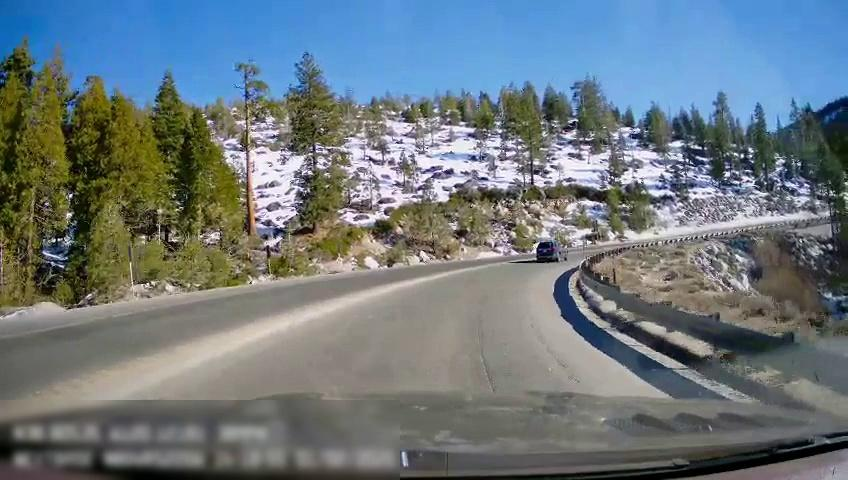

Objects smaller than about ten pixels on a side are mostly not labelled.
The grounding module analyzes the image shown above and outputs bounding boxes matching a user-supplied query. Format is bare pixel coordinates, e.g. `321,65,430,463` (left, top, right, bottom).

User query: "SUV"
535,240,568,264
